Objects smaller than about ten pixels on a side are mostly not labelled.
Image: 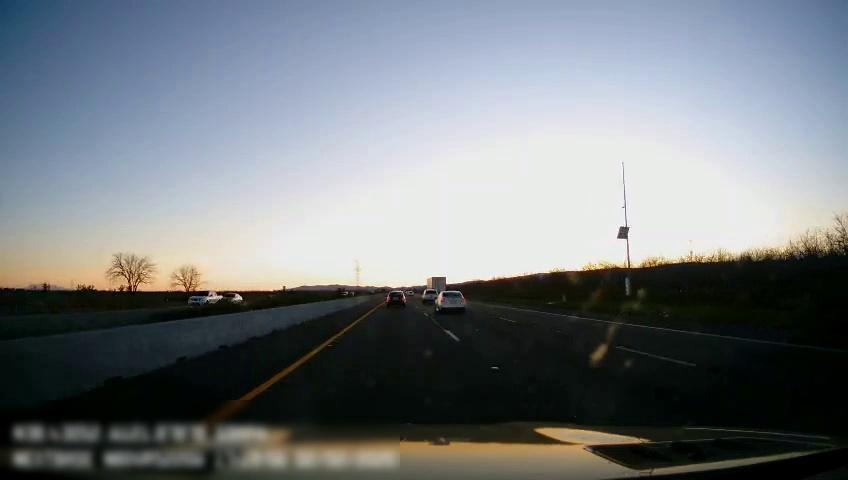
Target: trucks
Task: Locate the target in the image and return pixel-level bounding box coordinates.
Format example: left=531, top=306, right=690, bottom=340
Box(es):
left=426, top=276, right=447, bottom=292
left=188, top=290, right=224, bottom=308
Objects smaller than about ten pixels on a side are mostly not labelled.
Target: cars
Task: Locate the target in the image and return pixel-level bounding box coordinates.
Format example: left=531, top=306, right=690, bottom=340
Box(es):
left=218, top=292, right=244, bottom=306
left=435, top=290, right=467, bottom=314
left=385, top=290, right=407, bottom=309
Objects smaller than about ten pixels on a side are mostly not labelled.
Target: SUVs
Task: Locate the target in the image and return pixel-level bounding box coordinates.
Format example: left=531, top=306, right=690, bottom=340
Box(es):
left=421, top=288, right=439, bottom=304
